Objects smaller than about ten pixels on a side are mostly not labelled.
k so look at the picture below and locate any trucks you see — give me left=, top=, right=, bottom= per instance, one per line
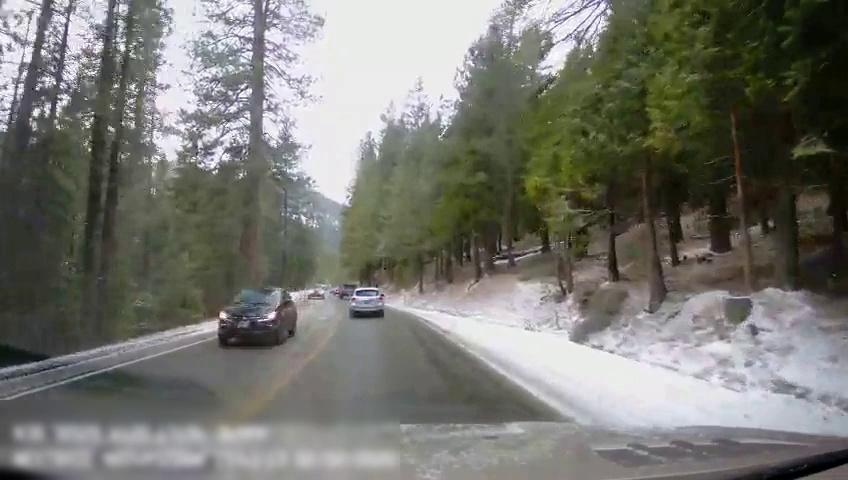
left=339, top=283, right=356, bottom=299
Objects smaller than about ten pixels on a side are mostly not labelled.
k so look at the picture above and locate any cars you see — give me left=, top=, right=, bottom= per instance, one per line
left=308, top=286, right=326, bottom=300
left=216, top=286, right=296, bottom=346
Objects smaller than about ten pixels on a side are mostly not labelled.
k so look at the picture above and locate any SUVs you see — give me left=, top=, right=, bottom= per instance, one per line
left=350, top=287, right=385, bottom=318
